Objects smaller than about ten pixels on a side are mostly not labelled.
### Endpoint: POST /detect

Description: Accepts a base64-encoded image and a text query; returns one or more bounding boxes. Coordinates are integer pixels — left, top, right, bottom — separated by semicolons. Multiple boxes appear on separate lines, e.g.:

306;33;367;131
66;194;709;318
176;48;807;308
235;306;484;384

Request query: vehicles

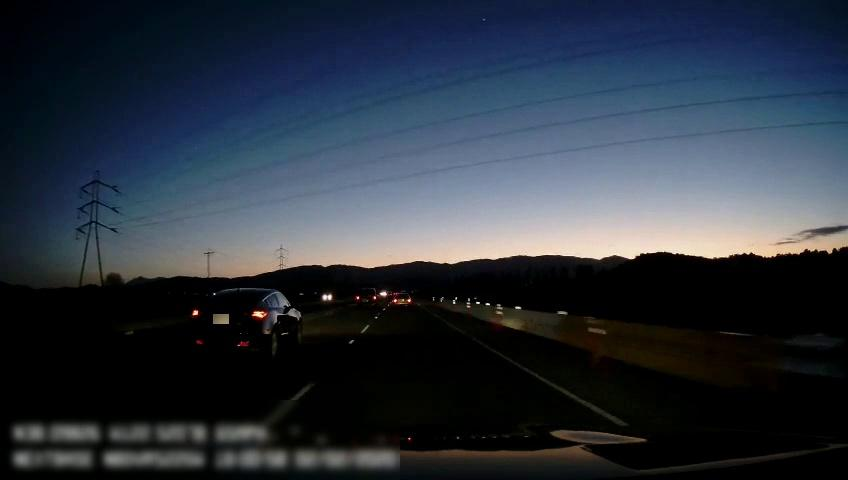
321;292;333;303
355;288;376;305
392;290;411;306
188;288;303;358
